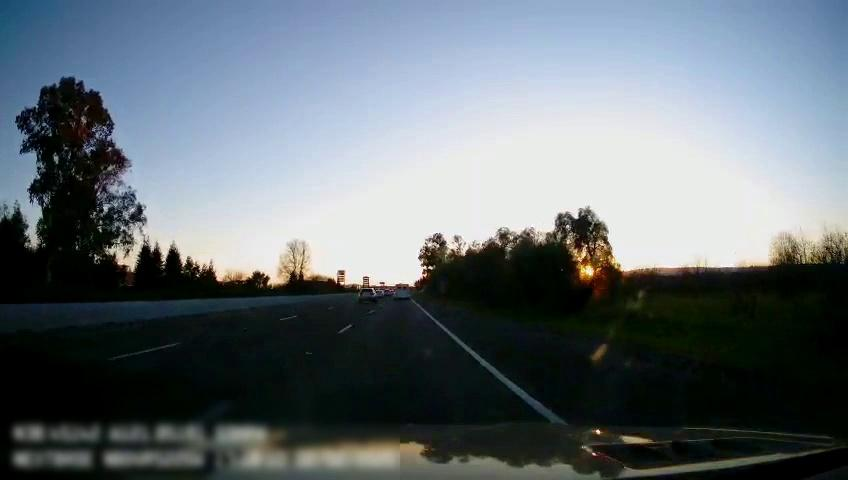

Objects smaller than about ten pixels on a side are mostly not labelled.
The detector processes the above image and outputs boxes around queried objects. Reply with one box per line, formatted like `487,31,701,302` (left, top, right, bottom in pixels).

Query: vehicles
358,287,377,303
392,283,412,302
